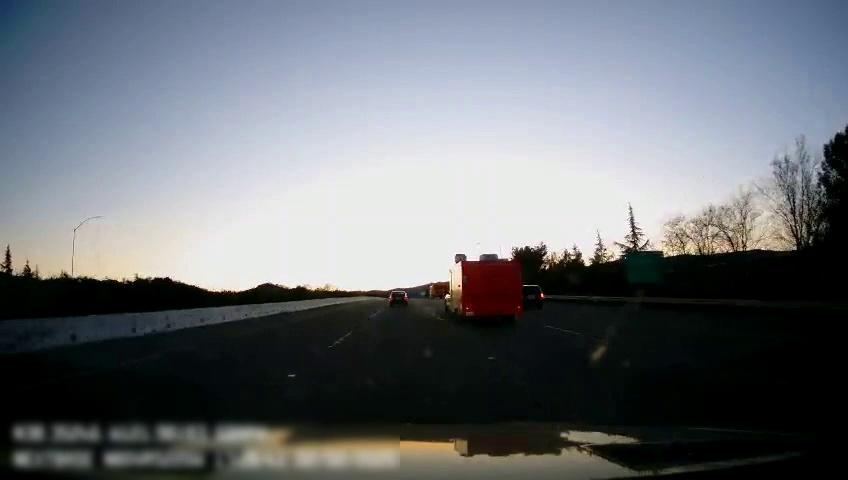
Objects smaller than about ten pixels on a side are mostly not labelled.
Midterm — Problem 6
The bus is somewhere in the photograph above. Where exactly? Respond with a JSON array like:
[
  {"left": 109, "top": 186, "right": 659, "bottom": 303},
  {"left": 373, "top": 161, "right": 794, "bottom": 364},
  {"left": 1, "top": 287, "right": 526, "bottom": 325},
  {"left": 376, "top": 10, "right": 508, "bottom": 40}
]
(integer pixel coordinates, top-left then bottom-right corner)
[{"left": 432, "top": 284, "right": 444, "bottom": 300}]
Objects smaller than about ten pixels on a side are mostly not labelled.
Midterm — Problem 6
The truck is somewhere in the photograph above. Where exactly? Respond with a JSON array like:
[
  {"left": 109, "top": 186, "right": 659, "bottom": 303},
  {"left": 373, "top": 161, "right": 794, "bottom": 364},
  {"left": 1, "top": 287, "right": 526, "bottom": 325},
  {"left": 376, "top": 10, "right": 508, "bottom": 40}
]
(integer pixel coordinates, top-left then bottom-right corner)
[{"left": 444, "top": 260, "right": 522, "bottom": 325}]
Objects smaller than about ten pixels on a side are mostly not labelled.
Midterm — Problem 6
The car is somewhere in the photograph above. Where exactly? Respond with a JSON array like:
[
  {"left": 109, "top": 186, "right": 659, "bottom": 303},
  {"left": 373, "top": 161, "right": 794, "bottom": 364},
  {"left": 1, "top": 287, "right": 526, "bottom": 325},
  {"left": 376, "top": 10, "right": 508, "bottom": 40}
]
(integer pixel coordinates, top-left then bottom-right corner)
[{"left": 389, "top": 290, "right": 408, "bottom": 306}]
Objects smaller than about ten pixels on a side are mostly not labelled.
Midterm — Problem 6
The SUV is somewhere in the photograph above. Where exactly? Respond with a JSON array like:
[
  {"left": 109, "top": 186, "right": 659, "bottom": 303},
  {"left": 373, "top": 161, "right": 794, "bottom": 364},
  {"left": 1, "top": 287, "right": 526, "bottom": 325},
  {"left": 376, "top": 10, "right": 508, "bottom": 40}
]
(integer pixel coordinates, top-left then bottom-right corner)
[{"left": 522, "top": 285, "right": 544, "bottom": 308}]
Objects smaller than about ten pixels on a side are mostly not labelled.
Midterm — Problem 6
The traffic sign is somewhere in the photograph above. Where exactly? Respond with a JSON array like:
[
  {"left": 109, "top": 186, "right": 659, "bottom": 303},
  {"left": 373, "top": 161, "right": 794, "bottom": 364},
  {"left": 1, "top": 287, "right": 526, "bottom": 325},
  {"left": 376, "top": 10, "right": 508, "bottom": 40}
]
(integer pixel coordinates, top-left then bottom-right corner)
[{"left": 627, "top": 251, "right": 666, "bottom": 283}]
